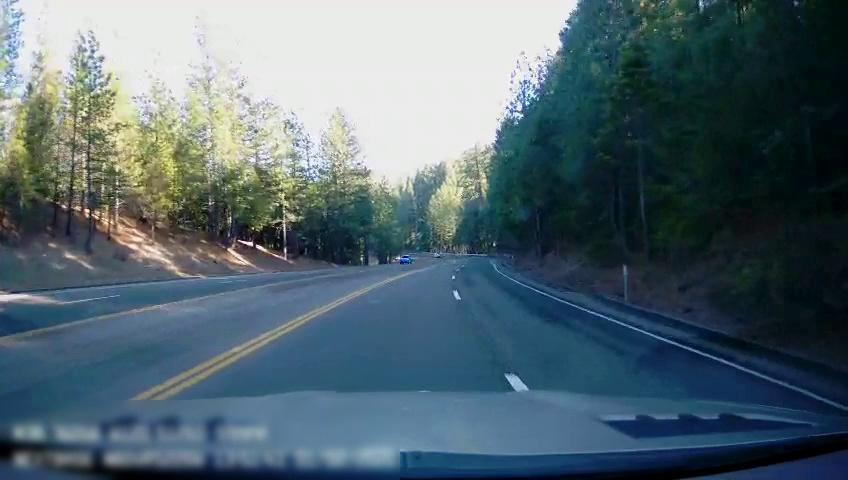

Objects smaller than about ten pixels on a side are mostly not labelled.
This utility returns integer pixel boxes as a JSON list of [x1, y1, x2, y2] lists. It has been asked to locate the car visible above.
[[398, 254, 414, 265]]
